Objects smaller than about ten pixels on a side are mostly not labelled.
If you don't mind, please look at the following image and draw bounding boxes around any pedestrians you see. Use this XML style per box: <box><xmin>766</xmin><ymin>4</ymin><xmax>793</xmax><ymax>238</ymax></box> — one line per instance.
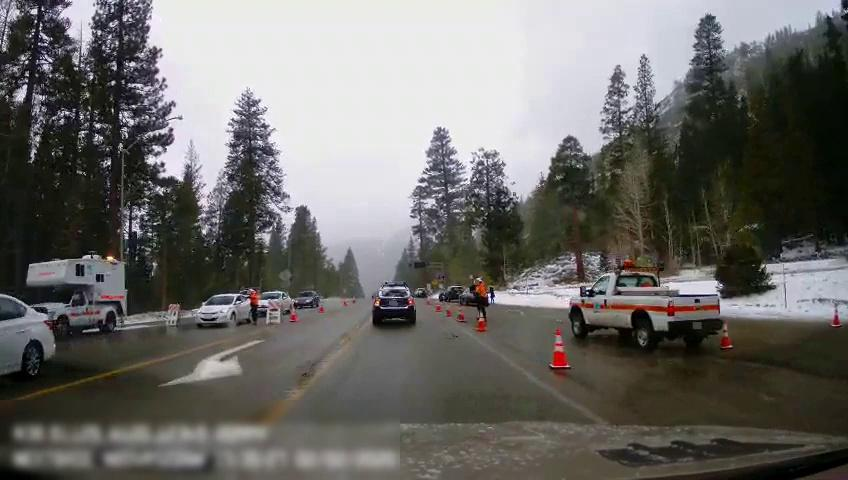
<box><xmin>474</xmin><ymin>277</ymin><xmax>489</xmax><ymax>322</ymax></box>
<box><xmin>486</xmin><ymin>286</ymin><xmax>496</xmax><ymax>305</ymax></box>
<box><xmin>438</xmin><ymin>291</ymin><xmax>446</xmax><ymax>303</ymax></box>
<box><xmin>247</xmin><ymin>287</ymin><xmax>259</xmax><ymax>326</ymax></box>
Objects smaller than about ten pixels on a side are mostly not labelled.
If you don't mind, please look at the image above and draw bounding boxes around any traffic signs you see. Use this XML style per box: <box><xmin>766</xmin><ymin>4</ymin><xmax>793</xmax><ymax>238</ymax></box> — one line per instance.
<box><xmin>168</xmin><ymin>303</ymin><xmax>180</xmax><ymax>312</ymax></box>
<box><xmin>267</xmin><ymin>299</ymin><xmax>281</xmax><ymax>310</ymax></box>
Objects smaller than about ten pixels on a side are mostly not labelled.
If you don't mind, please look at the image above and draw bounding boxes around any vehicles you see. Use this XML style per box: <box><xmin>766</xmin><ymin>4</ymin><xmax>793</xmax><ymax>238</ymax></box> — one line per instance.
<box><xmin>371</xmin><ymin>280</ymin><xmax>416</xmax><ymax>325</ymax></box>
<box><xmin>444</xmin><ymin>285</ymin><xmax>467</xmax><ymax>302</ymax></box>
<box><xmin>0</xmin><ymin>293</ymin><xmax>58</xmax><ymax>381</ymax></box>
<box><xmin>194</xmin><ymin>293</ymin><xmax>255</xmax><ymax>328</ymax></box>
<box><xmin>253</xmin><ymin>291</ymin><xmax>295</xmax><ymax>314</ymax></box>
<box><xmin>567</xmin><ymin>258</ymin><xmax>725</xmax><ymax>350</ymax></box>
<box><xmin>235</xmin><ymin>288</ymin><xmax>262</xmax><ymax>304</ymax></box>
<box><xmin>458</xmin><ymin>284</ymin><xmax>490</xmax><ymax>307</ymax></box>
<box><xmin>290</xmin><ymin>290</ymin><xmax>320</xmax><ymax>309</ymax></box>
<box><xmin>414</xmin><ymin>287</ymin><xmax>428</xmax><ymax>298</ymax></box>
<box><xmin>26</xmin><ymin>254</ymin><xmax>128</xmax><ymax>342</ymax></box>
